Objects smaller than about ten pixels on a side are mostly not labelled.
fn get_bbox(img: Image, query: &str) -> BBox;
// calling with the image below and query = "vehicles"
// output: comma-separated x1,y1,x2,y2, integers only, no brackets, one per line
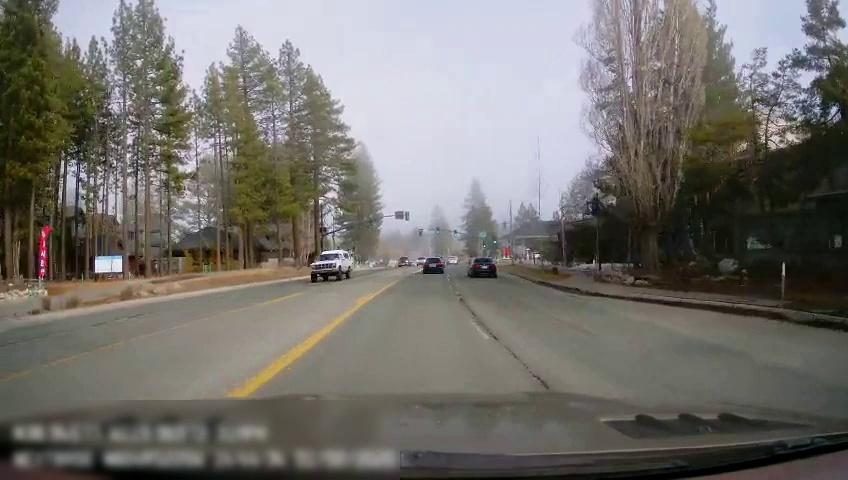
424,258,445,275
311,250,353,281
467,256,496,278
415,256,428,266
397,256,412,267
